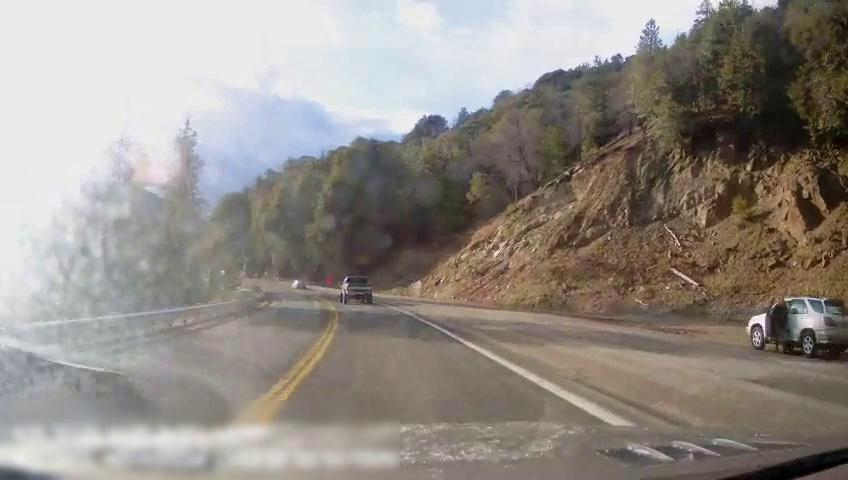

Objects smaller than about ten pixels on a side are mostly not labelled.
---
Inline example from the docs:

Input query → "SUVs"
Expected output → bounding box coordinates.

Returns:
[292,280,307,290]
[747,296,848,359]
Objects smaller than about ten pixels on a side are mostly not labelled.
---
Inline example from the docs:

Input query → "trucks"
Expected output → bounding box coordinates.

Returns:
[339,275,373,305]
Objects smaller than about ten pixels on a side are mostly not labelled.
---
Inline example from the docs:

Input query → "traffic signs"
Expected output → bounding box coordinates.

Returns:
[324,277,335,287]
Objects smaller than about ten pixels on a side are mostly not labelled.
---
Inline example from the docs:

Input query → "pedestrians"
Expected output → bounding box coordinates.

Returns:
[772,296,789,355]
